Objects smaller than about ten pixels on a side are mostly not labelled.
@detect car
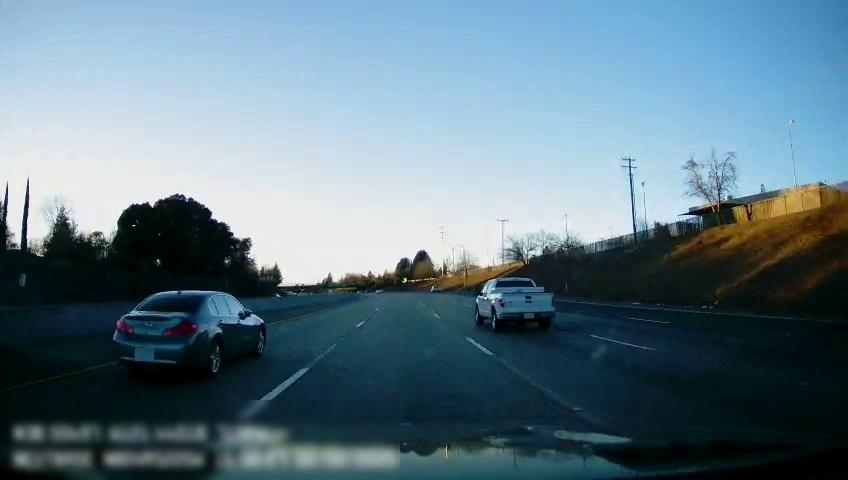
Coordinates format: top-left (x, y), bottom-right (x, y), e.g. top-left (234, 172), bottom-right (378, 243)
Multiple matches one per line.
top-left (109, 288), bottom-right (270, 380)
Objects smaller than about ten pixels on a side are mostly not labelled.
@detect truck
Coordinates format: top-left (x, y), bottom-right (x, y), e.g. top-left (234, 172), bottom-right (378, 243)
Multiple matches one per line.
top-left (474, 277), bottom-right (557, 330)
